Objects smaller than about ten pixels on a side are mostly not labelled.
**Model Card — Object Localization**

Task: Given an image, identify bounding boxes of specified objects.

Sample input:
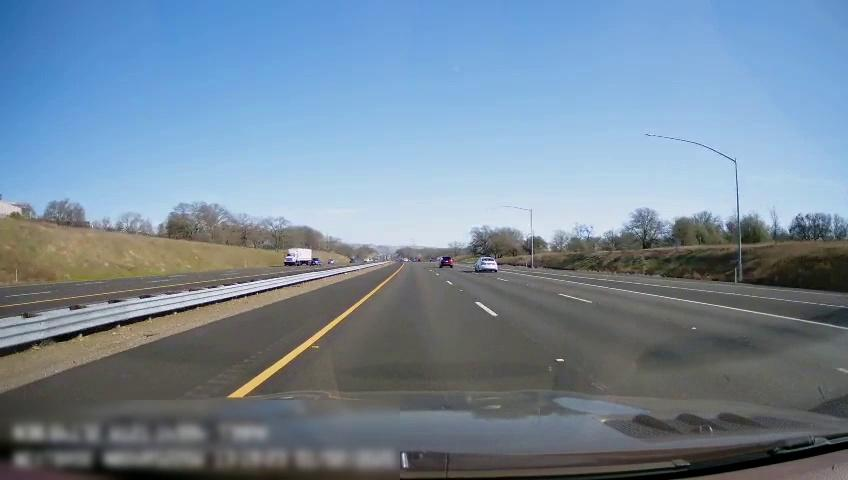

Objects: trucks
[284,247,312,266]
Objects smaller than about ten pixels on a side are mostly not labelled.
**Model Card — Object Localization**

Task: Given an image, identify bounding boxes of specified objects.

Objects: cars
[439,255,454,268]
[475,257,497,273]
[311,257,321,266]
